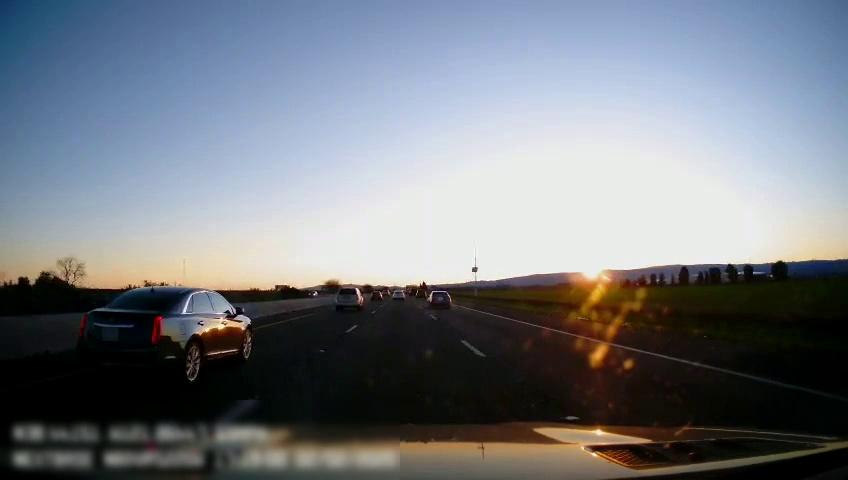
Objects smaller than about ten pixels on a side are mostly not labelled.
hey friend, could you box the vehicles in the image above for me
[427,290,452,309]
[415,289,427,300]
[370,290,383,302]
[392,291,405,301]
[334,286,365,313]
[308,290,319,297]
[76,287,256,388]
